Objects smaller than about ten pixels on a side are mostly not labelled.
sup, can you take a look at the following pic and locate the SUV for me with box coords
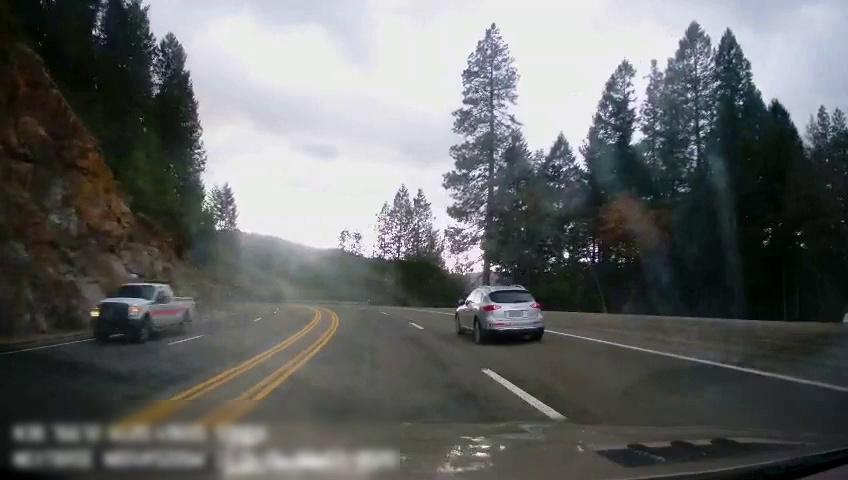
[455,285,545,345]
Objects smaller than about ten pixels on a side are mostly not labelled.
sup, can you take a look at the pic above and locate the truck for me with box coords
[87,282,196,346]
